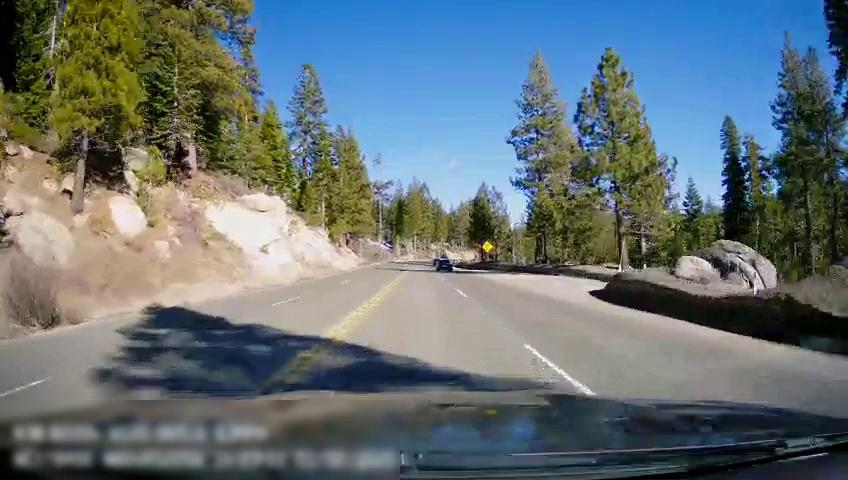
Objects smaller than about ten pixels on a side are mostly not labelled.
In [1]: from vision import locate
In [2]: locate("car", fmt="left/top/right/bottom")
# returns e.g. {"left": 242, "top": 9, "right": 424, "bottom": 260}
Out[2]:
{"left": 436, "top": 259, "right": 453, "bottom": 272}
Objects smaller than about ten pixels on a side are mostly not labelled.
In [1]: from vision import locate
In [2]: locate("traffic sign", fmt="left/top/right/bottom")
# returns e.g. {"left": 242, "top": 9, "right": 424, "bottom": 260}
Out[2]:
{"left": 481, "top": 240, "right": 494, "bottom": 253}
